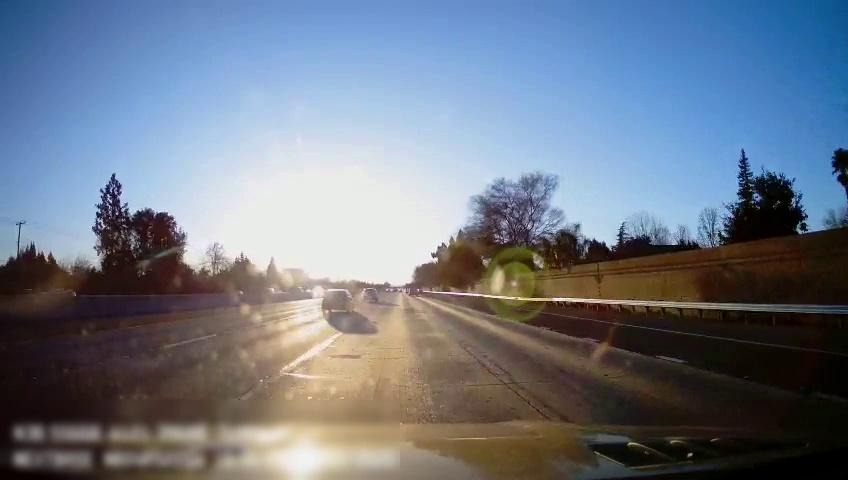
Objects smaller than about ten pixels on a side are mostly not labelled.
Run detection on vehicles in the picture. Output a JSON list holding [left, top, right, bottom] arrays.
[[38, 287, 77, 296], [360, 287, 379, 304], [320, 289, 356, 317], [407, 287, 419, 298]]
